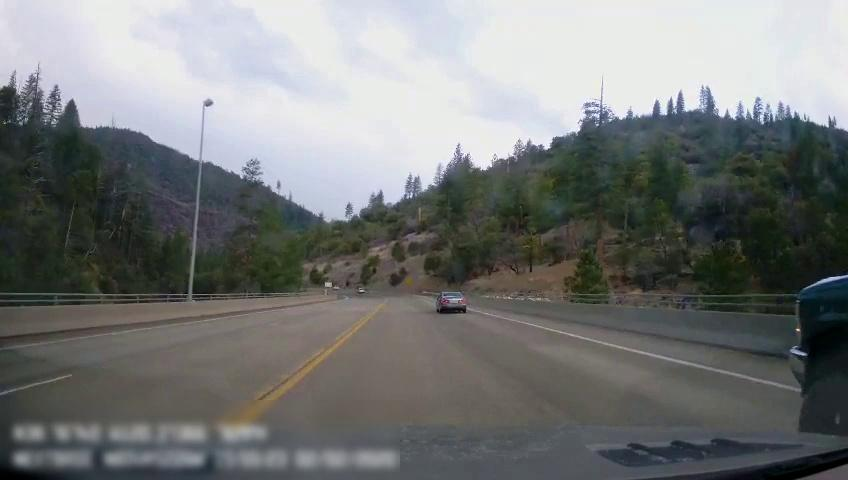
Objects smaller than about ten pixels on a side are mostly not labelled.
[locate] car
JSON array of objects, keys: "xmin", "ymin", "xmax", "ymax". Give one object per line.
[{"xmin": 435, "ymin": 292, "xmax": 467, "ymax": 314}]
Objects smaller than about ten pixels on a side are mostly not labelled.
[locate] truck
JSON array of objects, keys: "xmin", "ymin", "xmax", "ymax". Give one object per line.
[{"xmin": 787, "ymin": 273, "xmax": 848, "ymax": 436}]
